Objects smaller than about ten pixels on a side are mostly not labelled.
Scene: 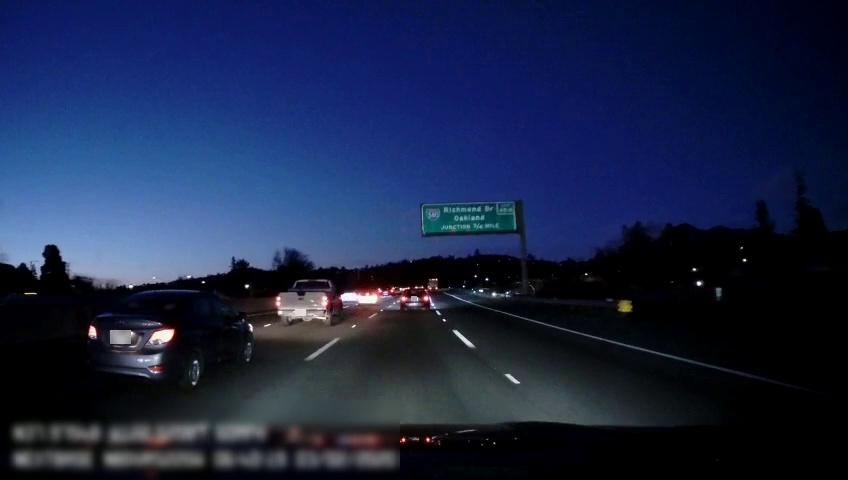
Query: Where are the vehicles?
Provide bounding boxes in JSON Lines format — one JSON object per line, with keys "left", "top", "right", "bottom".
{"left": 380, "top": 286, "right": 395, "bottom": 297}
{"left": 339, "top": 290, "right": 358, "bottom": 301}
{"left": 358, "top": 291, "right": 380, "bottom": 305}
{"left": 427, "top": 278, "right": 438, "bottom": 292}
{"left": 88, "top": 289, "right": 255, "bottom": 392}
{"left": 400, "top": 287, "right": 430, "bottom": 311}
{"left": 277, "top": 279, "right": 343, "bottom": 326}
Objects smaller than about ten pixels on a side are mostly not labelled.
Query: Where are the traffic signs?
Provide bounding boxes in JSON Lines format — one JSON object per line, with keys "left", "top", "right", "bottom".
{"left": 617, "top": 300, "right": 634, "bottom": 313}
{"left": 421, "top": 201, "right": 516, "bottom": 235}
